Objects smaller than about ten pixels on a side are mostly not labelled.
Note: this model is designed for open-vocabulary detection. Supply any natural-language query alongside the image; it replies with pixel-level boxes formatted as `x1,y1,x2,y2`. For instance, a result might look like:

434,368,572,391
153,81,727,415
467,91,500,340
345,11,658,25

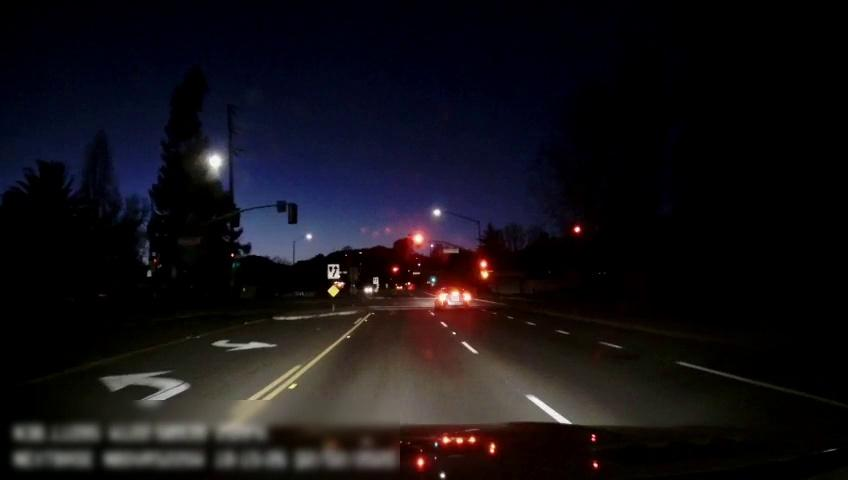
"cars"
433,287,469,311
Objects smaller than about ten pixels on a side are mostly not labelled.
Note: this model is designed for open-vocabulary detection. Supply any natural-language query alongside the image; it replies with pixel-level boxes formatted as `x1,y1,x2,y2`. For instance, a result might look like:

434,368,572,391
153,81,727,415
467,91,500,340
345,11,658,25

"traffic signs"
326,285,340,298
327,264,340,279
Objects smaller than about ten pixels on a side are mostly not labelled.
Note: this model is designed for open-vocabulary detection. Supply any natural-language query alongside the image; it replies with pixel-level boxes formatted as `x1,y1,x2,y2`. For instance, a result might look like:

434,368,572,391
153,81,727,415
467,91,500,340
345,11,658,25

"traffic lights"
481,262,486,273
230,252,235,265
287,203,298,224
151,257,158,273
416,235,422,249
232,207,241,228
